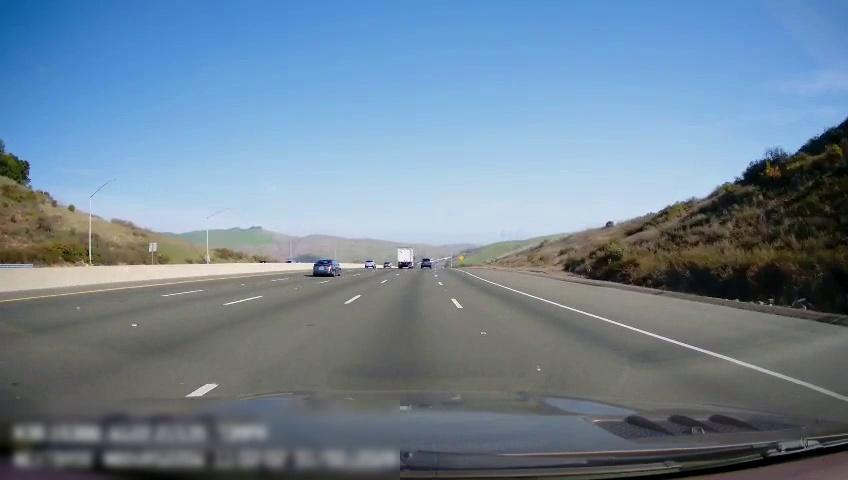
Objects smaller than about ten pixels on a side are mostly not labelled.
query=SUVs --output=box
[420,257,433,269]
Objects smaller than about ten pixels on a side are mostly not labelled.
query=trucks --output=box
[397,247,414,269]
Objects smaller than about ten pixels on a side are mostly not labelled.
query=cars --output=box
[364,259,377,269]
[312,258,342,277]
